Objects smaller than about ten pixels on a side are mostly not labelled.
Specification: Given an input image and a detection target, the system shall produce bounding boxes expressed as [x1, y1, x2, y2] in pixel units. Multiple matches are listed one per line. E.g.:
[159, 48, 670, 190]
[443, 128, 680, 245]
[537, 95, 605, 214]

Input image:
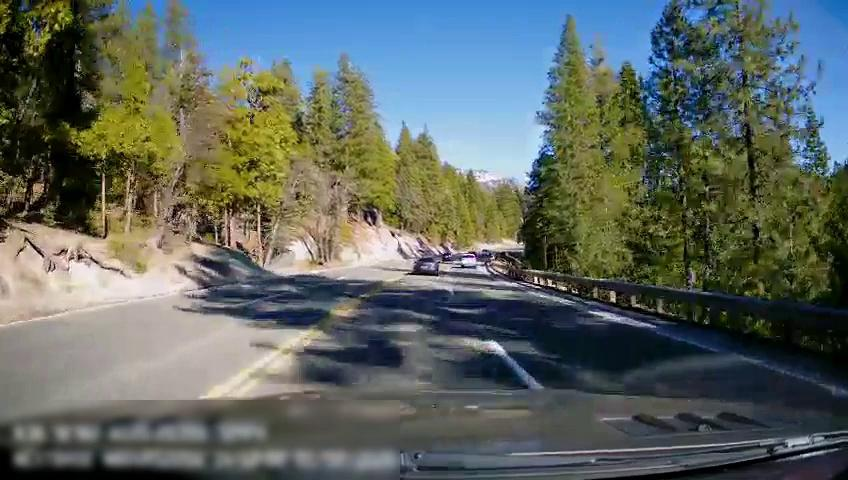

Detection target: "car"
[414, 258, 439, 276]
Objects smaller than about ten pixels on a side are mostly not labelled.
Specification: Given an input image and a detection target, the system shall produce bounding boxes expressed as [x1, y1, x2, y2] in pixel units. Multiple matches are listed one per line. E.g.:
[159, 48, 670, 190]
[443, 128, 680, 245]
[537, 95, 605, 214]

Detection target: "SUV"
[461, 254, 477, 269]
